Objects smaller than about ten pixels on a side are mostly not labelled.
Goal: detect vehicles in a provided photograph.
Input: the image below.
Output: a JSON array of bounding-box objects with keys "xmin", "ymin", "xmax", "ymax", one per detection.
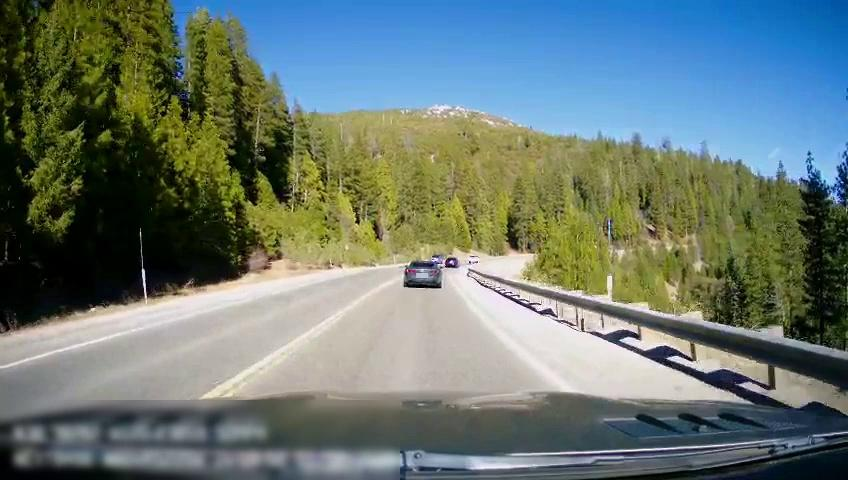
[
  {"xmin": 466, "ymin": 255, "xmax": 480, "ymax": 264},
  {"xmin": 404, "ymin": 259, "xmax": 442, "ymax": 289},
  {"xmin": 429, "ymin": 256, "xmax": 445, "ymax": 267},
  {"xmin": 444, "ymin": 255, "xmax": 459, "ymax": 268}
]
